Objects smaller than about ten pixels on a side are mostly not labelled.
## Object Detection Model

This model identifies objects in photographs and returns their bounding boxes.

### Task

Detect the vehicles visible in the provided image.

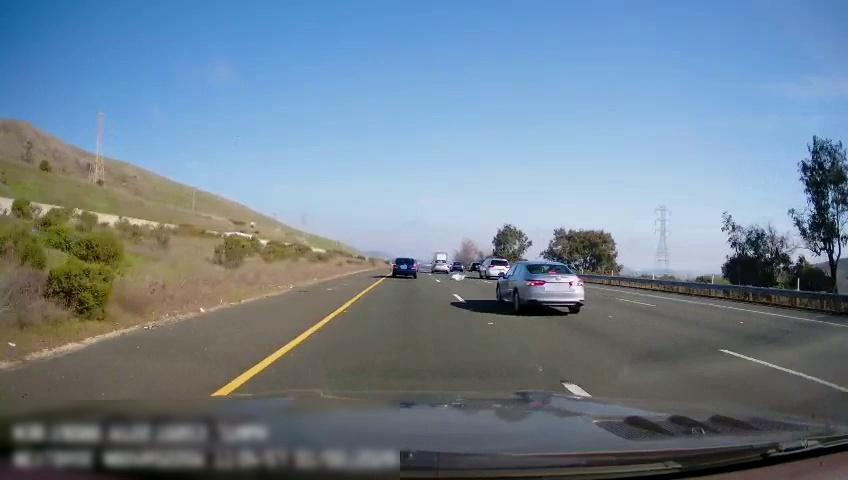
[391,257,418,279]
[431,261,449,274]
[495,261,585,313]
[431,252,448,267]
[450,262,464,273]
[479,258,511,280]
[468,262,483,273]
